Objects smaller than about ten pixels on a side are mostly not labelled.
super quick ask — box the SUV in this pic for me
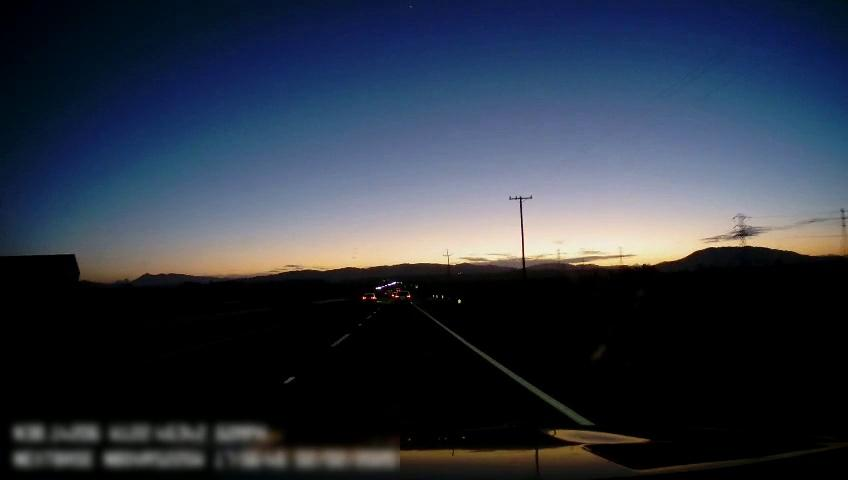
[395,290,412,306]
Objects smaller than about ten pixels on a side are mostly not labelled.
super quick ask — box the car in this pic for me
[361,292,378,304]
